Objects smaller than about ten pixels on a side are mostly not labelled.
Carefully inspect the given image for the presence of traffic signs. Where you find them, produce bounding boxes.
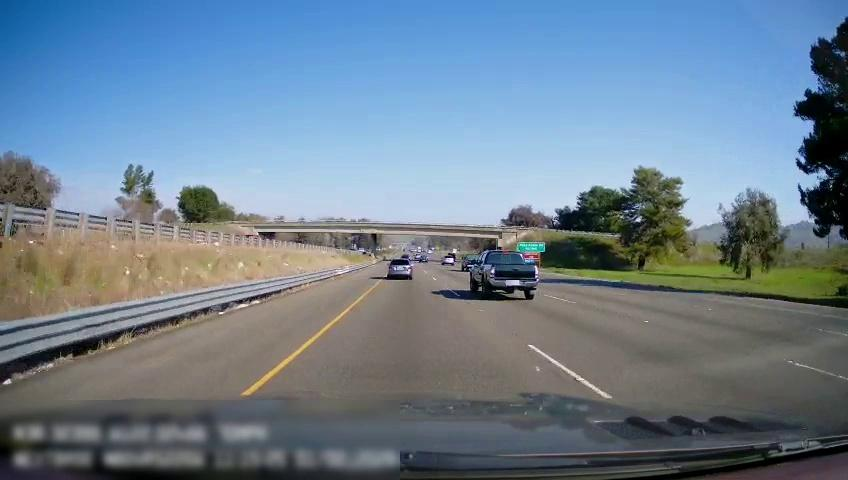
[522,253,541,262]
[517,240,546,254]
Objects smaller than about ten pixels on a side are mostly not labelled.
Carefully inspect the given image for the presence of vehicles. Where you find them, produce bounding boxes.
[238,233,262,241]
[468,249,540,301]
[441,254,455,266]
[387,257,413,280]
[461,253,481,272]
